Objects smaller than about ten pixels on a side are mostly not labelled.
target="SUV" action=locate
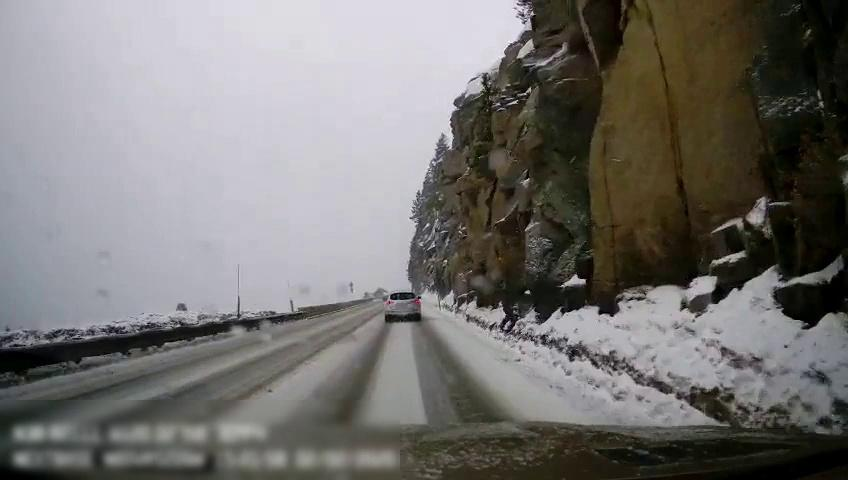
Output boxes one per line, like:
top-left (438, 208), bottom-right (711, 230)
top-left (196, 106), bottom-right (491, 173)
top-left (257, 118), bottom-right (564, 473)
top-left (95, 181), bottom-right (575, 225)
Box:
top-left (380, 290), bottom-right (423, 323)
